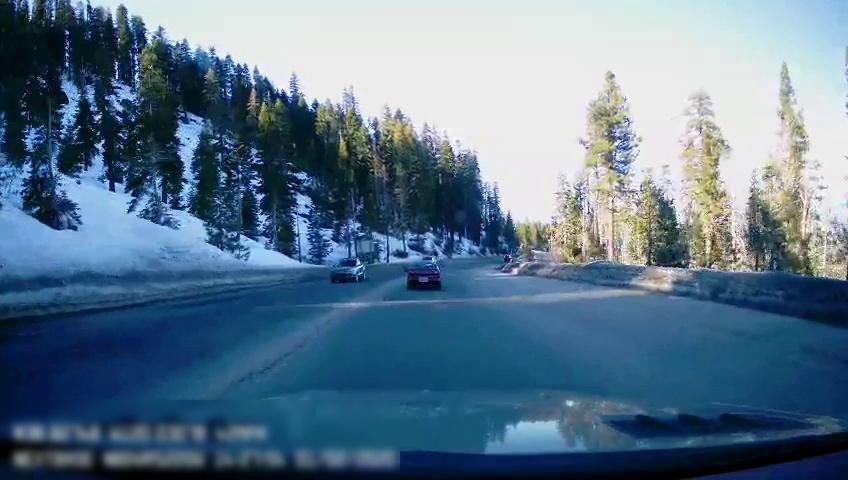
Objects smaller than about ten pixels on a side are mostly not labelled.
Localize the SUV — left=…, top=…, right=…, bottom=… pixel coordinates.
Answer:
left=330, top=258, right=366, bottom=283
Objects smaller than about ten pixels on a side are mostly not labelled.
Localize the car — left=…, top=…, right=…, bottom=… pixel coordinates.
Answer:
left=405, top=258, right=442, bottom=289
